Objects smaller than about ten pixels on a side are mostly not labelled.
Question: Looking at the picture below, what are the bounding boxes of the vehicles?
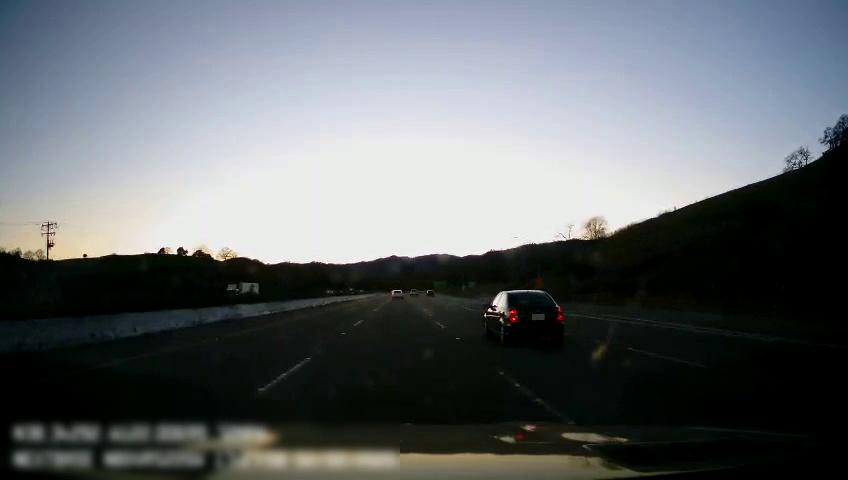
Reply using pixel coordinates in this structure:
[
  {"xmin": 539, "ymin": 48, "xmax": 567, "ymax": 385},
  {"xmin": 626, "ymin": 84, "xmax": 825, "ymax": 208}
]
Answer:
[
  {"xmin": 392, "ymin": 290, "xmax": 404, "ymax": 301},
  {"xmin": 225, "ymin": 282, "xmax": 259, "ymax": 297},
  {"xmin": 481, "ymin": 290, "xmax": 565, "ymax": 347}
]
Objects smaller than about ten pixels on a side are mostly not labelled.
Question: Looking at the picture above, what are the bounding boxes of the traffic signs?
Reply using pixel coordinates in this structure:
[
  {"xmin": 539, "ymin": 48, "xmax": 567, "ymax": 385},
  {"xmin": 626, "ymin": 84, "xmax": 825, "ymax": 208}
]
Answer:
[{"xmin": 536, "ymin": 278, "xmax": 544, "ymax": 289}]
